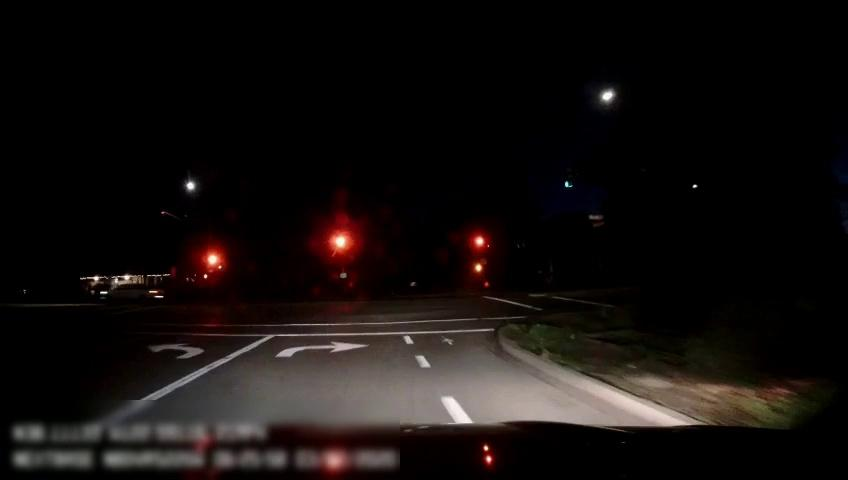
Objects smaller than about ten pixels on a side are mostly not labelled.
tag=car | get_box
[100,283,169,304]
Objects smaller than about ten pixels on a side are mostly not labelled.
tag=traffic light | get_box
[562,167,575,188]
